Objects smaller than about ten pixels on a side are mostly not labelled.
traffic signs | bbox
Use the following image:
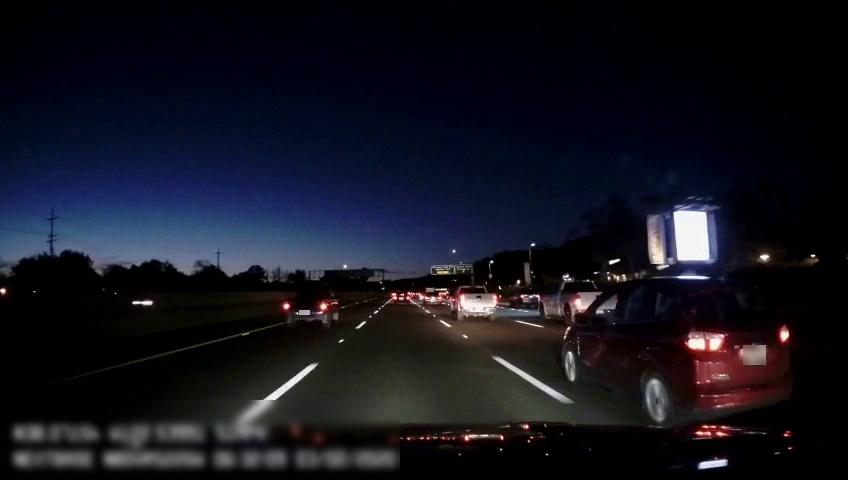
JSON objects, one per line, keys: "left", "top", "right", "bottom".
{"left": 451, "top": 263, "right": 471, "bottom": 276}
{"left": 431, "top": 264, "right": 452, "bottom": 275}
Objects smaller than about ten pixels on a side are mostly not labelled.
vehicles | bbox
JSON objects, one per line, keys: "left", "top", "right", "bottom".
{"left": 557, "top": 274, "right": 794, "bottom": 430}
{"left": 392, "top": 291, "right": 412, "bottom": 305}
{"left": 509, "top": 287, "right": 540, "bottom": 310}
{"left": 537, "top": 280, "right": 605, "bottom": 323}
{"left": 282, "top": 280, "right": 340, "bottom": 331}
{"left": 449, "top": 284, "right": 496, "bottom": 323}
{"left": 422, "top": 292, "right": 443, "bottom": 306}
